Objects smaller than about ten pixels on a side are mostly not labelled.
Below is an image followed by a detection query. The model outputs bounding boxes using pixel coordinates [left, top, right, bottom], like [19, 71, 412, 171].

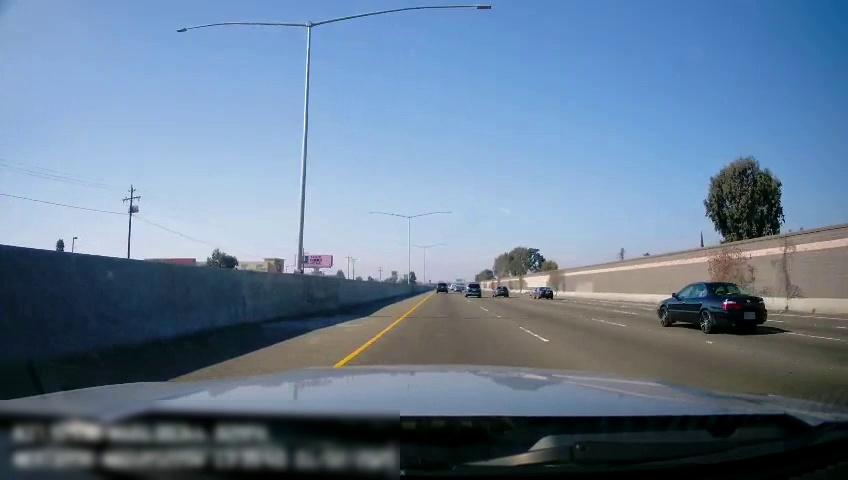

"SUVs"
[464, 284, 482, 298]
[436, 282, 448, 293]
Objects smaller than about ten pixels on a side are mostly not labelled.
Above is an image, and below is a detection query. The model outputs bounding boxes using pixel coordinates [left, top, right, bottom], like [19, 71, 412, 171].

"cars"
[532, 287, 554, 300]
[657, 282, 767, 333]
[492, 286, 509, 297]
